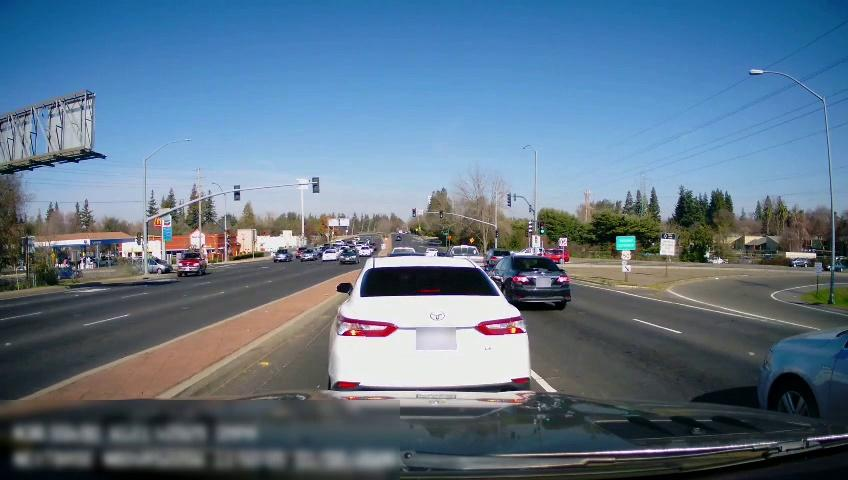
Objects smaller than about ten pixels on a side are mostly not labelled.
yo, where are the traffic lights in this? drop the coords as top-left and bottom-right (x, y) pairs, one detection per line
(506, 194), (512, 208)
(137, 233), (143, 246)
(528, 223), (534, 236)
(538, 224), (544, 236)
(232, 185), (241, 201)
(312, 177), (320, 193)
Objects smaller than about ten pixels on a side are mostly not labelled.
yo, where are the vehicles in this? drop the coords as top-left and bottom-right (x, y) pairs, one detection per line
(449, 245), (497, 271)
(824, 262), (845, 272)
(387, 247), (418, 256)
(300, 247), (319, 262)
(484, 256), (573, 312)
(484, 249), (511, 258)
(759, 328), (848, 418)
(706, 256), (725, 264)
(176, 252), (208, 277)
(788, 257), (809, 269)
(359, 246), (372, 257)
(327, 256), (531, 392)
(134, 257), (168, 274)
(517, 247), (543, 256)
(538, 247), (569, 264)
(272, 248), (292, 263)
(322, 248), (340, 262)
(339, 248), (360, 265)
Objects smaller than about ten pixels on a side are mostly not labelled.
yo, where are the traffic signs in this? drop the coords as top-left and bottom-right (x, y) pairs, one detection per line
(616, 236), (637, 250)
